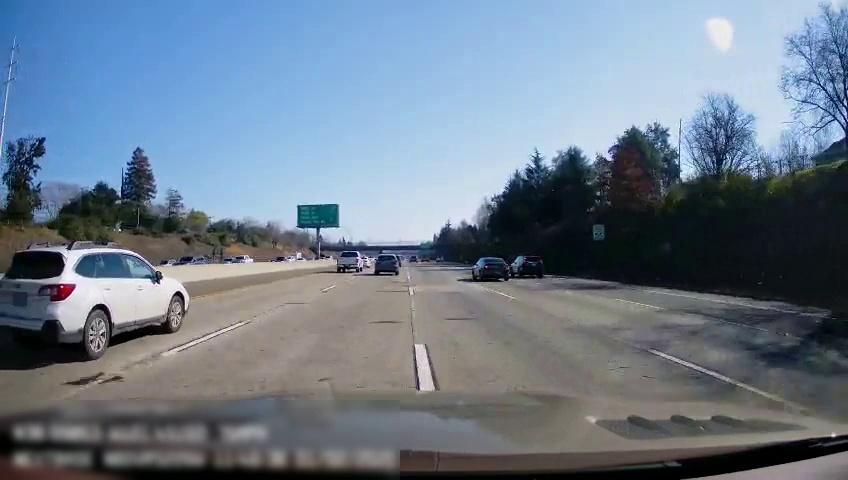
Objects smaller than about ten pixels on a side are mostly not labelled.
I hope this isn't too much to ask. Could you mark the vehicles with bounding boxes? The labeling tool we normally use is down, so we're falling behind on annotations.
[158,259,176,267]
[374,253,400,276]
[509,256,545,279]
[272,256,288,263]
[471,257,509,282]
[363,255,372,269]
[336,251,364,274]
[222,257,234,265]
[0,248,191,361]
[172,256,208,267]
[232,255,254,264]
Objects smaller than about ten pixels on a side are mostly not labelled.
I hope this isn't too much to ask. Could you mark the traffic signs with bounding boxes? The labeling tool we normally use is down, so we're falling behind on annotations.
[298,204,340,229]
